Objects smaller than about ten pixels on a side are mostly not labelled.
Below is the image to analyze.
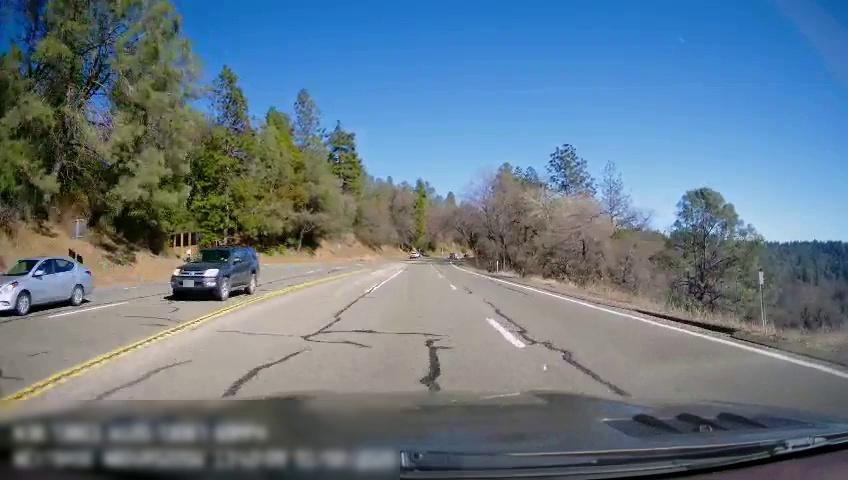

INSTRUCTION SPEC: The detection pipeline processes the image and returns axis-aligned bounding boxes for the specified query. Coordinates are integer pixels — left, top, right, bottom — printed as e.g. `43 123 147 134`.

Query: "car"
0 255 94 317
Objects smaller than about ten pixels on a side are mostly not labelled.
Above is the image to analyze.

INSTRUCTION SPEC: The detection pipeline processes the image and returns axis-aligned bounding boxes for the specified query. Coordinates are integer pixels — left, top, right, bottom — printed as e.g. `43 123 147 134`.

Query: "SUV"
170 245 260 303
